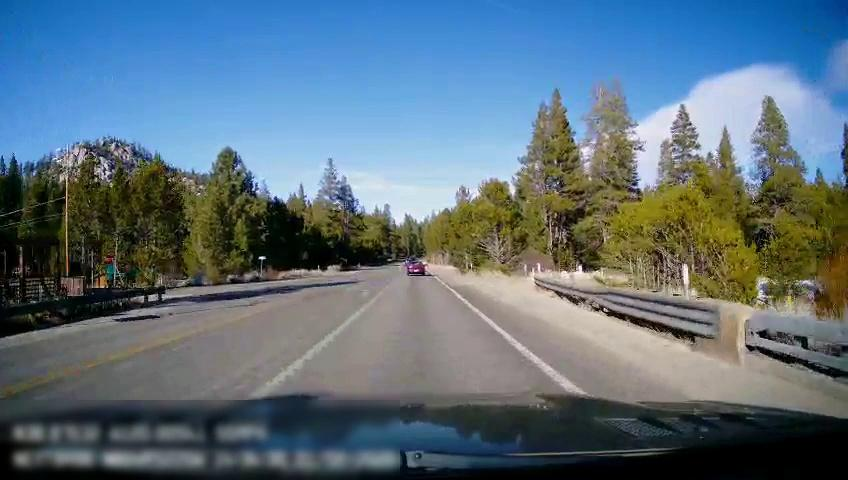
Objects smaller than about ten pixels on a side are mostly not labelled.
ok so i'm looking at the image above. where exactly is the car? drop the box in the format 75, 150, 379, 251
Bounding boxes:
406, 261, 425, 277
